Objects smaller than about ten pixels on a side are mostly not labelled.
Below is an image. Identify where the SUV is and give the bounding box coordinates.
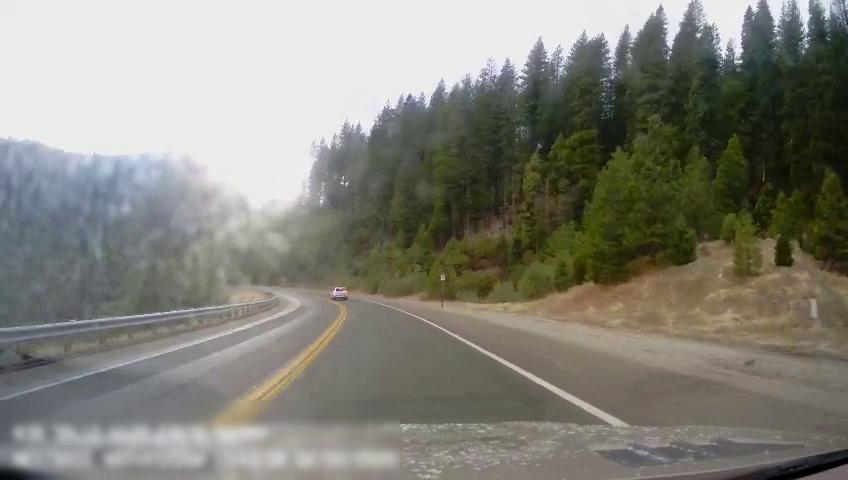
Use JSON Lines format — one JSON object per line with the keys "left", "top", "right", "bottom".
{"left": 329, "top": 286, "right": 349, "bottom": 300}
